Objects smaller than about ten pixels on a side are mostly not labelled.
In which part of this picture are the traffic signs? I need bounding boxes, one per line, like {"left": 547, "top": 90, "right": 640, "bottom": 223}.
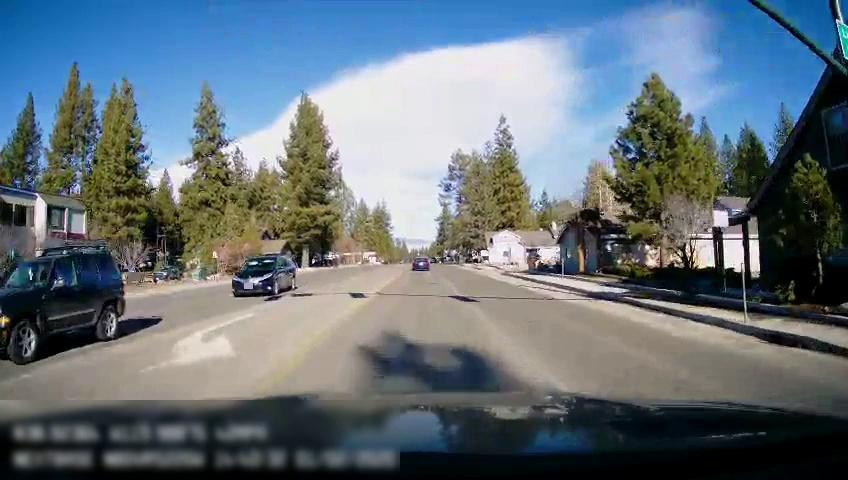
{"left": 835, "top": 19, "right": 848, "bottom": 60}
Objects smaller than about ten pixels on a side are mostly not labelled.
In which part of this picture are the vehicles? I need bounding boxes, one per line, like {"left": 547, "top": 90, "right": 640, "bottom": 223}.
{"left": 0, "top": 240, "right": 126, "bottom": 364}
{"left": 412, "top": 257, "right": 430, "bottom": 271}
{"left": 231, "top": 254, "right": 296, "bottom": 297}
{"left": 125, "top": 256, "right": 154, "bottom": 272}
{"left": 152, "top": 266, "right": 183, "bottom": 282}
